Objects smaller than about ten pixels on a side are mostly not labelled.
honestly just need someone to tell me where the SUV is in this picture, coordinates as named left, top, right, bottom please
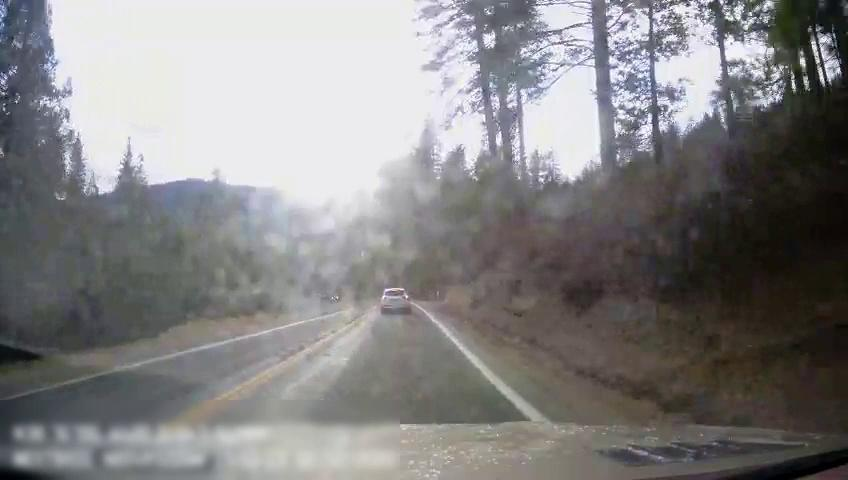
left=380, top=287, right=410, bottom=312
